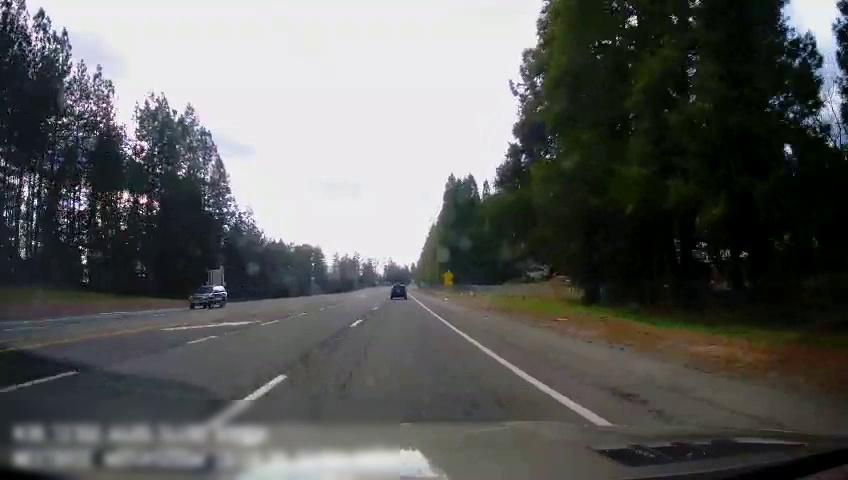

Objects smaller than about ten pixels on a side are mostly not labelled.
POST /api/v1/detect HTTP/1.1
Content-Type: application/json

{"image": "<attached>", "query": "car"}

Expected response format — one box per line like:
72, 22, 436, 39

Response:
188, 284, 228, 310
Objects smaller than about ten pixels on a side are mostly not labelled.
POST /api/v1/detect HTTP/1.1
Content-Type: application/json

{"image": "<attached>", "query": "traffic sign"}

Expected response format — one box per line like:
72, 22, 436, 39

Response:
444, 271, 452, 282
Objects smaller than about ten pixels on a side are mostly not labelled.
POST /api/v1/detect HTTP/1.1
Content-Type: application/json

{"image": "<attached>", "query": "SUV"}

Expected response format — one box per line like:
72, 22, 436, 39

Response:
390, 285, 408, 301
